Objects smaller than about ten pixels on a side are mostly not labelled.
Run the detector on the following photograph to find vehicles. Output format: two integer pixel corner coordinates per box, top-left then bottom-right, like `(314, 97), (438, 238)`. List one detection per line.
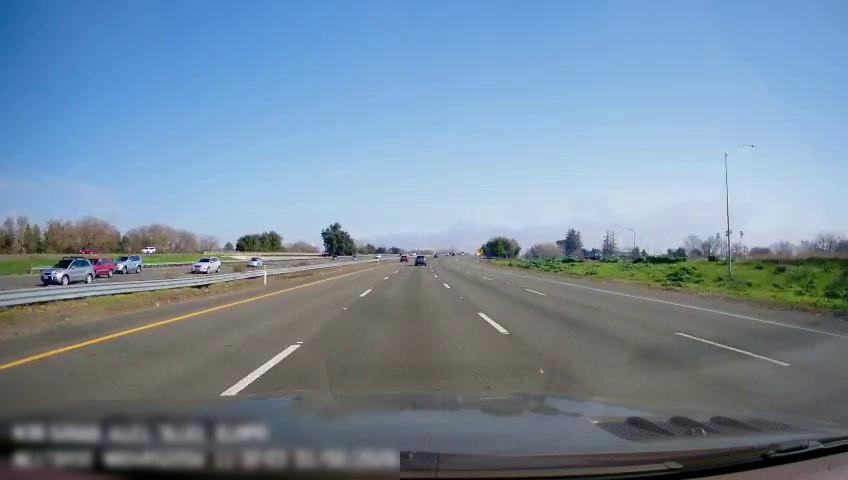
(113, 255), (144, 275)
(140, 246), (157, 255)
(191, 256), (221, 275)
(83, 257), (116, 279)
(77, 246), (97, 255)
(245, 257), (264, 269)
(415, 256), (426, 266)
(39, 257), (95, 286)
(400, 256), (409, 264)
